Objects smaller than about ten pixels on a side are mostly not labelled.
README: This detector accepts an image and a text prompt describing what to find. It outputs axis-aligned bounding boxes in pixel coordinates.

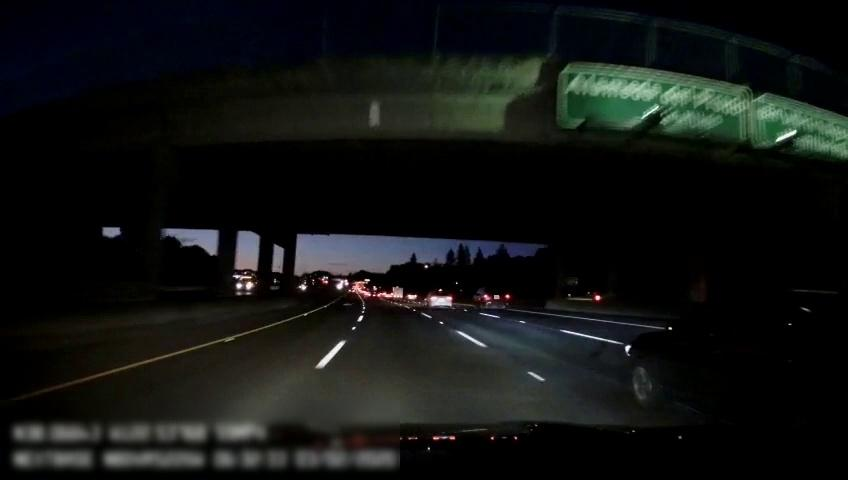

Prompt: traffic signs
[750,91,848,159]
[556,65,751,141]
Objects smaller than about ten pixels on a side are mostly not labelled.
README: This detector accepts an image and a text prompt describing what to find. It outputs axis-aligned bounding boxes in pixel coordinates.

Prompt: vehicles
[423,290,453,309]
[471,287,512,309]
[393,287,404,300]
[234,280,256,292]
[622,289,848,438]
